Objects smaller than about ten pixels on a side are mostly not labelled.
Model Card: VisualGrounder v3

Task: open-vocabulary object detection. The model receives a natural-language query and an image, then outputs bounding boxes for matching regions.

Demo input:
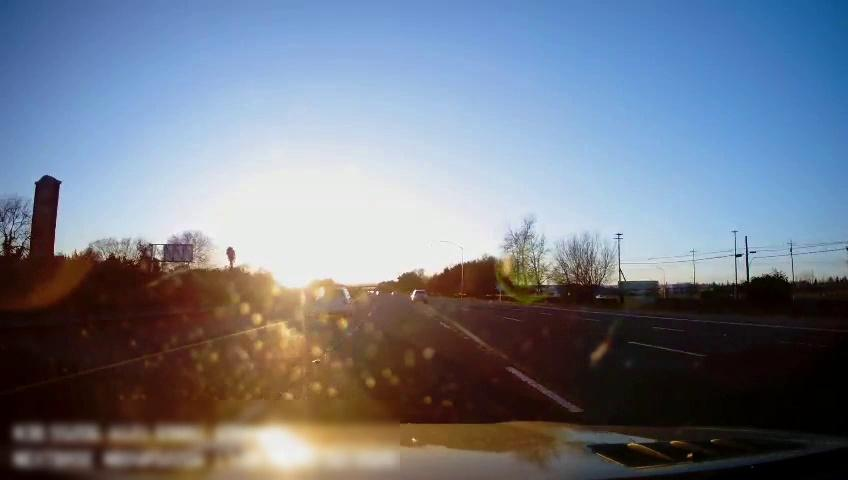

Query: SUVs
[309,287,353,323]
[411,289,428,303]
